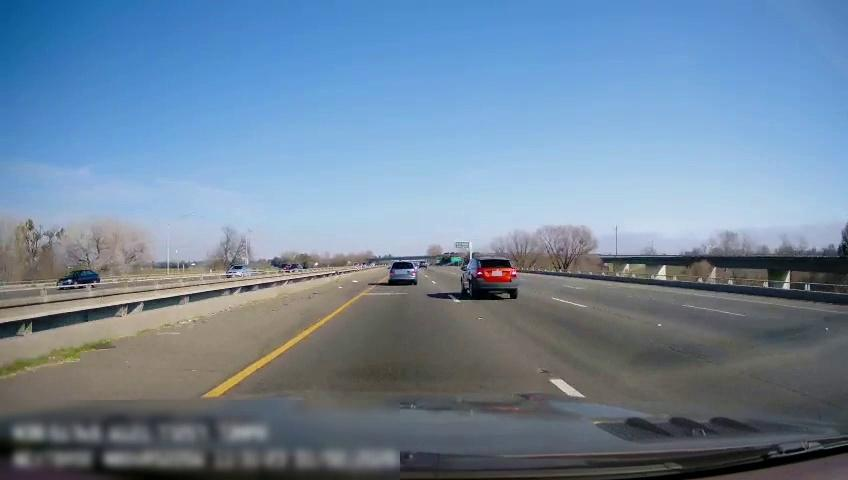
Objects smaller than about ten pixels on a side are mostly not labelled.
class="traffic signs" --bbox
[456,241,470,248]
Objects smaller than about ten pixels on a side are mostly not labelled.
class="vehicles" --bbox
[226,263,252,279]
[460,257,519,300]
[286,263,304,273]
[277,264,289,273]
[419,260,428,269]
[56,269,101,290]
[388,260,418,284]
